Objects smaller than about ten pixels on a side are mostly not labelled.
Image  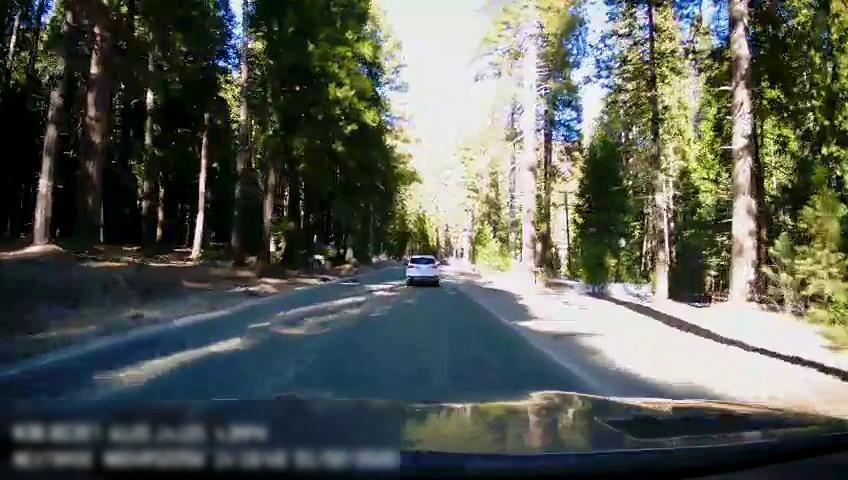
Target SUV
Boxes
[405,254,441,287]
